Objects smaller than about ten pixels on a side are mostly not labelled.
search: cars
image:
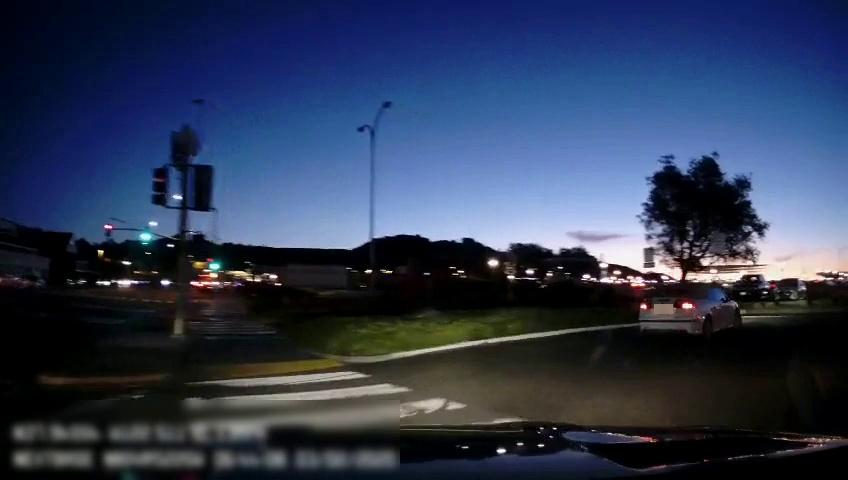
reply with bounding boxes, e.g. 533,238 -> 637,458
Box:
639,283 -> 744,345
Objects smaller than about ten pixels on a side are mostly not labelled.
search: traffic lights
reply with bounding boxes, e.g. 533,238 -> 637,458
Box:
143,228 -> 150,244
149,167 -> 167,205
167,130 -> 183,165
192,165 -> 210,211
104,224 -> 111,237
